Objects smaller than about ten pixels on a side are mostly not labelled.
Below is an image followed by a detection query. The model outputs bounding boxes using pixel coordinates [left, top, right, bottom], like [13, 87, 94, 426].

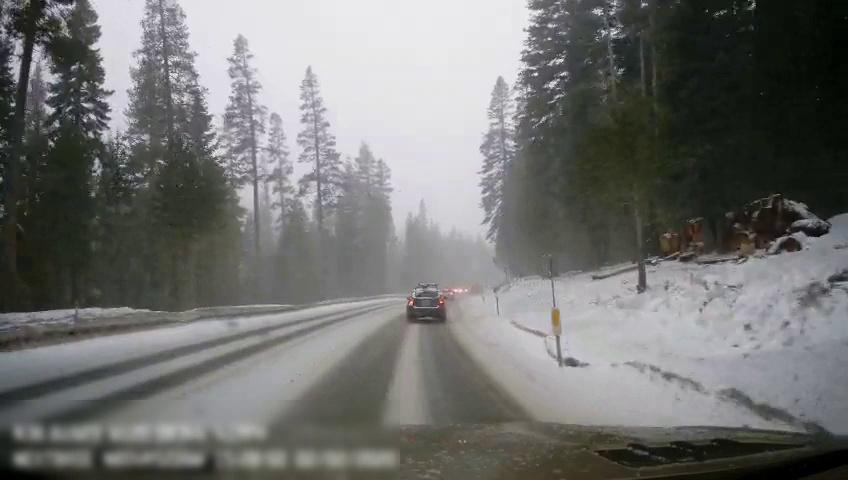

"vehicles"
[406, 282, 448, 322]
[439, 288, 455, 300]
